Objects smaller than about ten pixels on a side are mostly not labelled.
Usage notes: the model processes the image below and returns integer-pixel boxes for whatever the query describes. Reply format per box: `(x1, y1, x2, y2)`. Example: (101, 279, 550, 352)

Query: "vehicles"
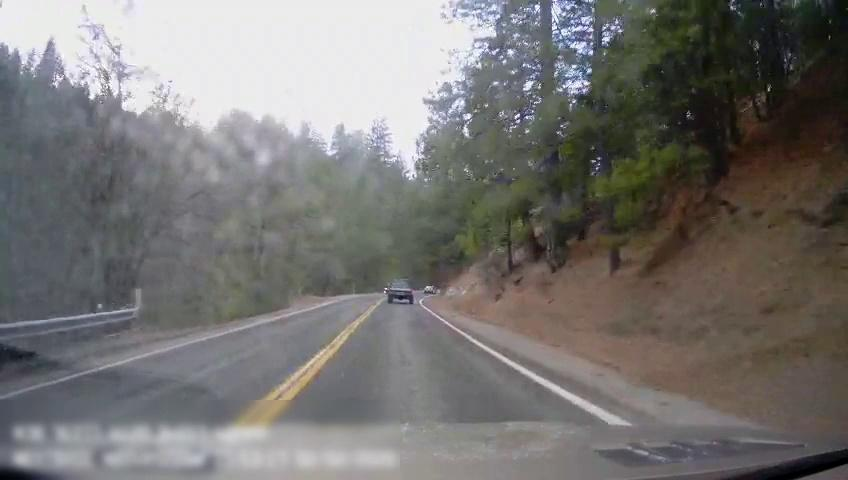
(386, 278, 414, 305)
(424, 285, 436, 295)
